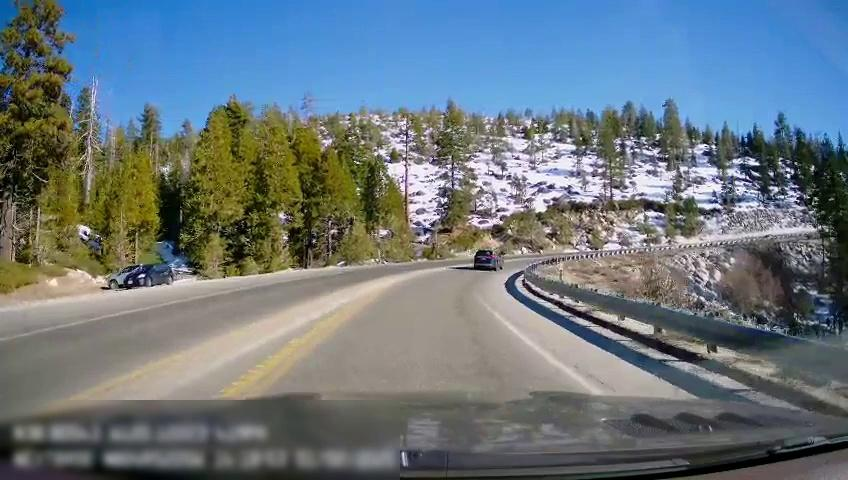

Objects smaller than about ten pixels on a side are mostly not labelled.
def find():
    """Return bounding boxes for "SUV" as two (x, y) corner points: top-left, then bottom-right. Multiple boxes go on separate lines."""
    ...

(472, 248), (504, 270)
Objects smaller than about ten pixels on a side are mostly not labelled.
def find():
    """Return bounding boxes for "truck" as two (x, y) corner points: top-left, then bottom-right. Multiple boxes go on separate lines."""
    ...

(105, 263), (140, 290)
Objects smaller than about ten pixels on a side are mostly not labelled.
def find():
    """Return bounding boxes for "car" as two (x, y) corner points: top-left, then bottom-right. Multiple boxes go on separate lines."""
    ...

(122, 262), (176, 290)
